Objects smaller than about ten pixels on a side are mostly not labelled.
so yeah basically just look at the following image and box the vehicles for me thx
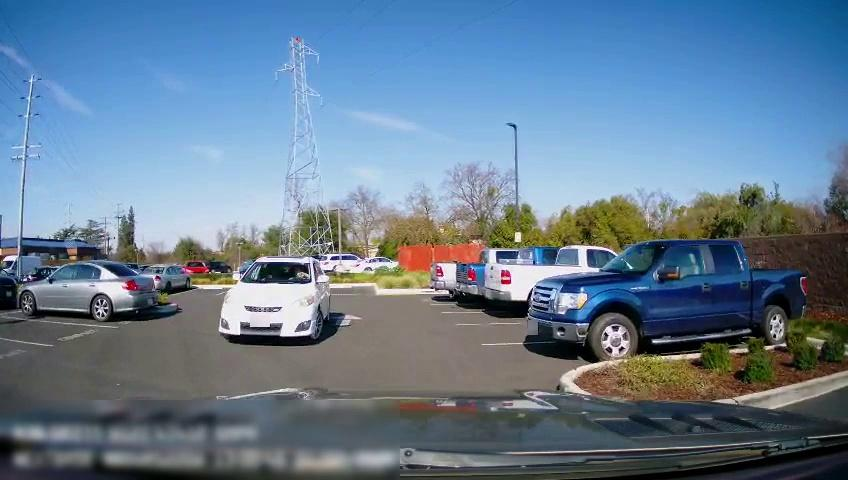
[354,257,400,273]
[181,260,209,277]
[205,261,231,274]
[16,261,156,323]
[429,248,531,300]
[455,247,563,306]
[0,268,17,308]
[124,263,142,274]
[141,265,191,294]
[0,256,42,279]
[485,246,618,314]
[23,266,62,284]
[527,238,808,365]
[218,256,330,342]
[240,259,258,275]
[319,254,362,272]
